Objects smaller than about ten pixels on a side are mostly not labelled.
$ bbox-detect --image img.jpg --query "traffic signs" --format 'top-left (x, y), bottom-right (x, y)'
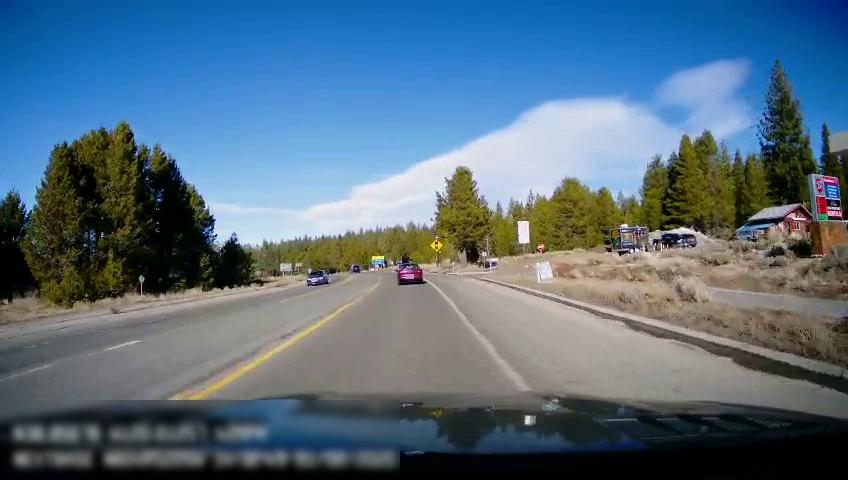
top-left (430, 239), bottom-right (443, 253)
top-left (517, 220), bottom-right (529, 237)
top-left (371, 256), bottom-right (385, 266)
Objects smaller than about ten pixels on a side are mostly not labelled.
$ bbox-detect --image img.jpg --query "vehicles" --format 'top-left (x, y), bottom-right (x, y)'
top-left (652, 233), bottom-right (687, 248)
top-left (396, 263), bottom-right (423, 285)
top-left (349, 265), bottom-right (360, 274)
top-left (306, 271), bottom-right (330, 286)
top-left (676, 234), bottom-right (697, 248)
